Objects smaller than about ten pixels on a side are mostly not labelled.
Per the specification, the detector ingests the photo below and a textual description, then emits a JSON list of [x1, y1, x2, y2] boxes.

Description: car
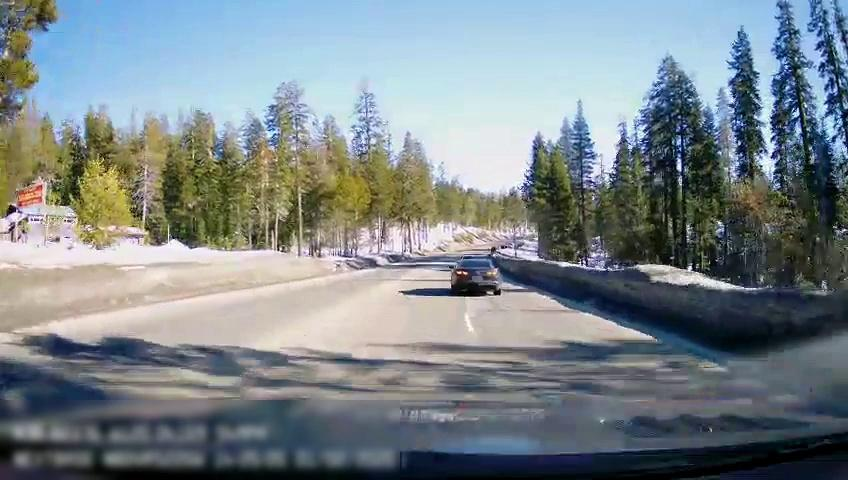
[[450, 257, 500, 296]]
